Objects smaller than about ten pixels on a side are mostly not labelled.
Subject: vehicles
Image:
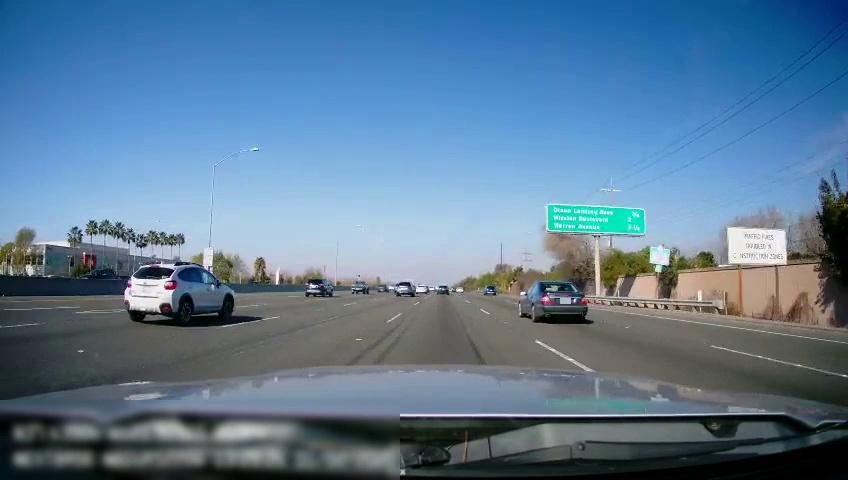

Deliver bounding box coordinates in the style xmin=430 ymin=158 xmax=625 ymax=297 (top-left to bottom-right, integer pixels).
xmin=484 ymin=284 xmax=497 ymax=296
xmin=351 ymin=281 xmax=370 ymax=295
xmin=437 ymin=285 xmax=450 ymax=296
xmin=394 ymin=282 xmax=416 ymax=298
xmin=304 ymin=278 xmax=334 ymax=298
xmin=415 ymin=284 xmax=428 ymax=295
xmin=377 ymin=284 xmax=389 ymax=294
xmin=394 ymin=283 xmax=401 ymax=293
xmin=516 ymin=280 xmax=588 ymax=323
xmin=124 ymin=260 xmax=236 ymax=327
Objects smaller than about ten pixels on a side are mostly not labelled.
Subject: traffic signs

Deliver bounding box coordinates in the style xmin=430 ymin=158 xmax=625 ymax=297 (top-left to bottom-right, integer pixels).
xmin=727 ymin=226 xmax=788 ymax=266
xmin=545 ymin=203 xmax=647 ymax=238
